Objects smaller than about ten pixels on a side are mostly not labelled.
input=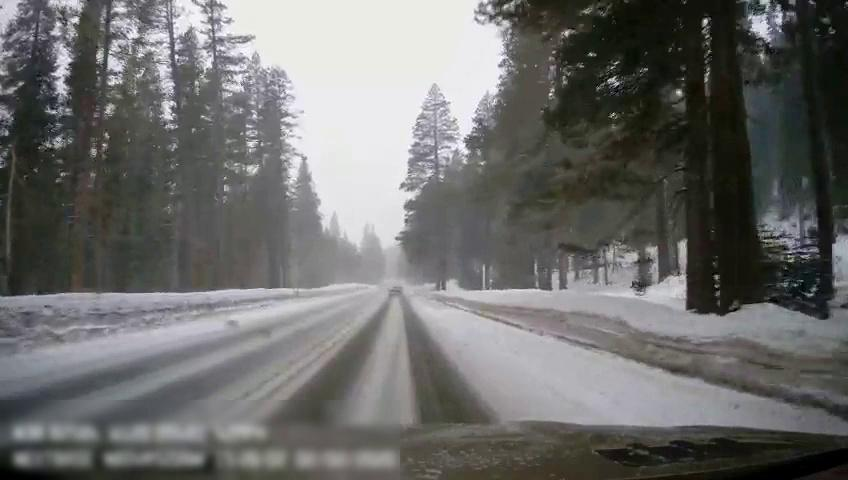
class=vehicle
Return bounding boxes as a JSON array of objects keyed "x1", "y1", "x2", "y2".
[{"x1": 388, "y1": 284, "x2": 402, "y2": 297}]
